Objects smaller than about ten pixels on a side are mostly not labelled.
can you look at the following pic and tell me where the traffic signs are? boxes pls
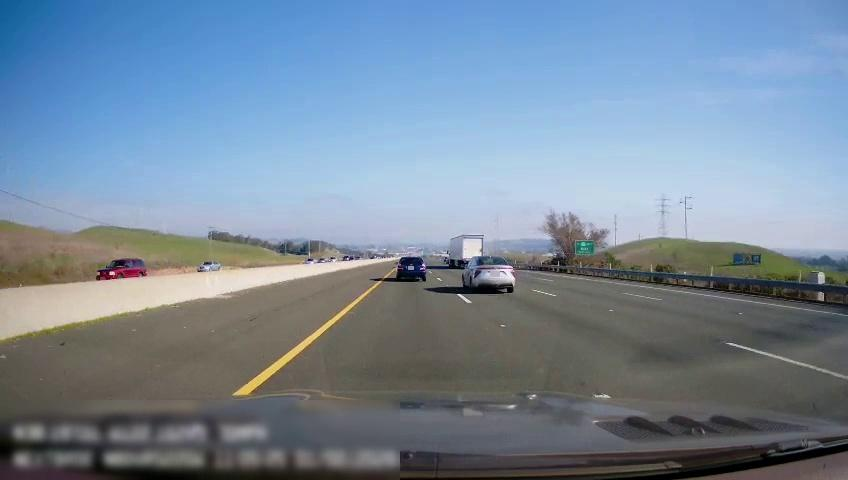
[573,239,596,256]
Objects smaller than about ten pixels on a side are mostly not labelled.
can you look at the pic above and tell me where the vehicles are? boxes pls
[302,258,318,265]
[462,256,516,293]
[95,256,148,282]
[196,260,224,273]
[396,257,427,281]
[447,235,484,269]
